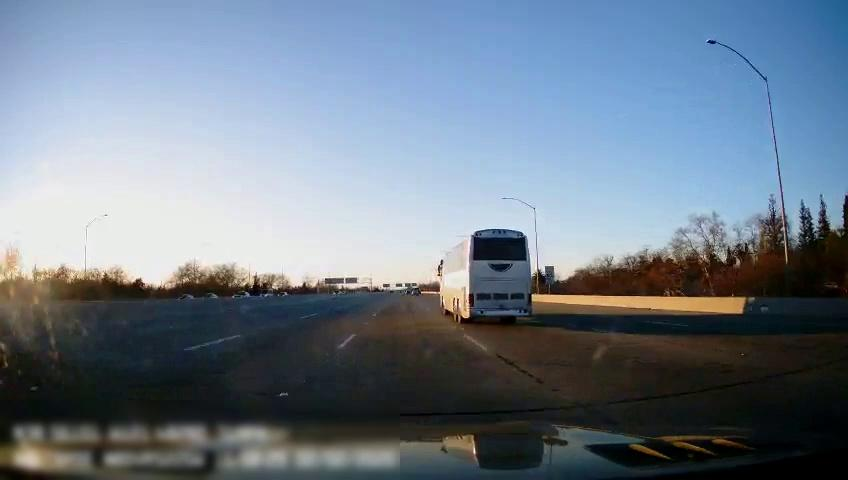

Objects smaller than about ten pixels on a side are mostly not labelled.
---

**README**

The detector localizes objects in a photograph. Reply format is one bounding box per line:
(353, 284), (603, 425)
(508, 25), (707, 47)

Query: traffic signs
(543, 264), (556, 285)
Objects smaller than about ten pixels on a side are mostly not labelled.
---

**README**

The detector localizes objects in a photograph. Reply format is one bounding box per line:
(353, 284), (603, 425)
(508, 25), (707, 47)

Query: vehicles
(438, 228), (533, 323)
(177, 293), (194, 301)
(203, 292), (218, 299)
(231, 291), (250, 299)
(277, 291), (289, 297)
(260, 291), (273, 298)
